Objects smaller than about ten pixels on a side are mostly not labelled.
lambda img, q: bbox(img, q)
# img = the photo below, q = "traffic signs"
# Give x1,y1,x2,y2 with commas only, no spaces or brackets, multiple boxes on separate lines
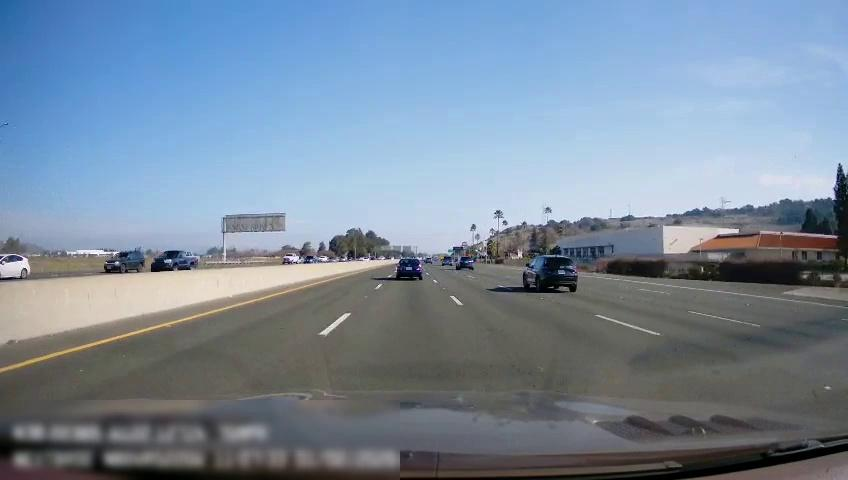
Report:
224,212,287,234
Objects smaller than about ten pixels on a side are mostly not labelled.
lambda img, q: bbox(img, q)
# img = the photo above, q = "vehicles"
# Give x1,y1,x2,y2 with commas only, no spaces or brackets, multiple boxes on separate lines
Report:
103,249,146,274
442,257,453,266
151,249,200,273
455,256,474,271
521,254,579,293
303,255,318,265
318,255,330,263
282,252,302,265
0,252,31,280
395,258,423,280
